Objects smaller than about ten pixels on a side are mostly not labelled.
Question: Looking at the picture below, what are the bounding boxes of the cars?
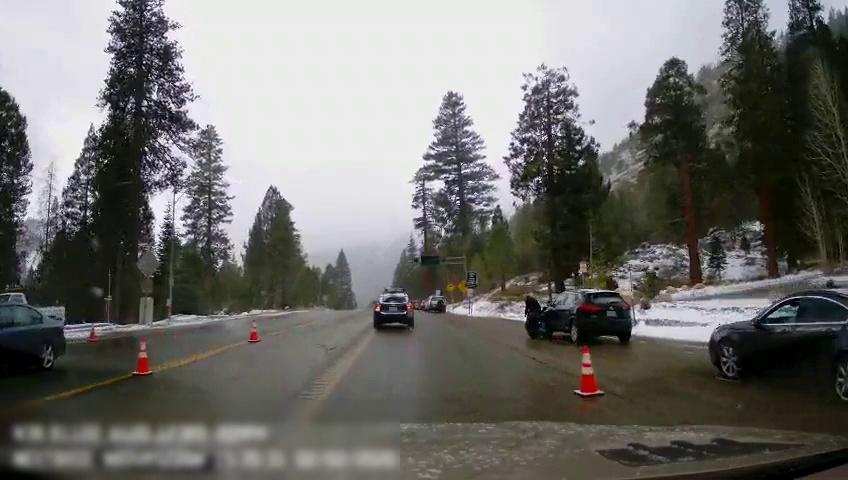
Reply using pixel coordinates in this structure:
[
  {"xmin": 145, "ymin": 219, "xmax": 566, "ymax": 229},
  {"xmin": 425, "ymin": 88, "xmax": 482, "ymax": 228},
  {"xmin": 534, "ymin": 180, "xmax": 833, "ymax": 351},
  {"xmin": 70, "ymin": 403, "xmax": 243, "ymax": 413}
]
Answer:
[
  {"xmin": 0, "ymin": 301, "xmax": 67, "ymax": 370},
  {"xmin": 706, "ymin": 290, "xmax": 848, "ymax": 404}
]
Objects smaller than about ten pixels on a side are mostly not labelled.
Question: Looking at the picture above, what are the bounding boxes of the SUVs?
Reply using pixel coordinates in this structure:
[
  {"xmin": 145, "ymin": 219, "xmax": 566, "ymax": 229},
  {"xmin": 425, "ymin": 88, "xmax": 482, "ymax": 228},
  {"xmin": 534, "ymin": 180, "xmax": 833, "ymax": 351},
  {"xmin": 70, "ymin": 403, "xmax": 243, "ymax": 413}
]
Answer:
[
  {"xmin": 535, "ymin": 288, "xmax": 634, "ymax": 345},
  {"xmin": 372, "ymin": 287, "xmax": 415, "ymax": 329},
  {"xmin": 424, "ymin": 295, "xmax": 447, "ymax": 313}
]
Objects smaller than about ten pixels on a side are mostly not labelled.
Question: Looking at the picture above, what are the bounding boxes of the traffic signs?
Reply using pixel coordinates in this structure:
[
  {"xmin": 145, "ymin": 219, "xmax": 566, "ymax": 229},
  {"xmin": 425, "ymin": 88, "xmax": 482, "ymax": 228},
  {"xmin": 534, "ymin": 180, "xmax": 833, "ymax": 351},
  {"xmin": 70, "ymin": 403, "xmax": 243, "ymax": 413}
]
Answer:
[
  {"xmin": 457, "ymin": 278, "xmax": 470, "ymax": 293},
  {"xmin": 465, "ymin": 271, "xmax": 477, "ymax": 284},
  {"xmin": 465, "ymin": 283, "xmax": 478, "ymax": 289}
]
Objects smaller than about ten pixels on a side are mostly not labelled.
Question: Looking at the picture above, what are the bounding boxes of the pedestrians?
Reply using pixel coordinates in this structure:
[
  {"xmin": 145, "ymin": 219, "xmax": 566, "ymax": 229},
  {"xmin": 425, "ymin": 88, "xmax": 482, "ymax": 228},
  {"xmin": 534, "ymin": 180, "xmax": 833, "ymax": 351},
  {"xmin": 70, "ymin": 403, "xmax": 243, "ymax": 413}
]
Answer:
[{"xmin": 523, "ymin": 294, "xmax": 543, "ymax": 340}]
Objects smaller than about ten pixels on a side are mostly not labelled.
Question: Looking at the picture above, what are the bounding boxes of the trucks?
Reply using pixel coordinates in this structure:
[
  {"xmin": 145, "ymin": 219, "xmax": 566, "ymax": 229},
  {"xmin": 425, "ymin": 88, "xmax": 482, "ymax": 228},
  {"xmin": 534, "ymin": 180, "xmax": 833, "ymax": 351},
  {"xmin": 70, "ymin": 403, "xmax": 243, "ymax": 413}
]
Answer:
[{"xmin": 0, "ymin": 292, "xmax": 66, "ymax": 332}]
